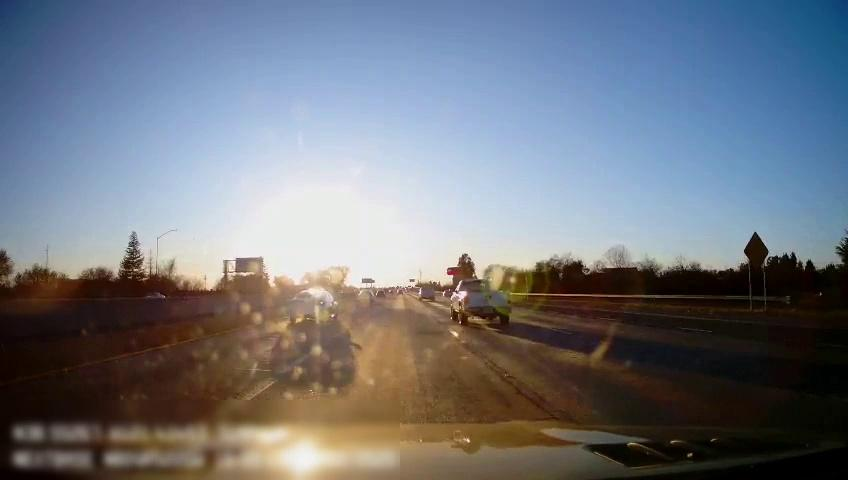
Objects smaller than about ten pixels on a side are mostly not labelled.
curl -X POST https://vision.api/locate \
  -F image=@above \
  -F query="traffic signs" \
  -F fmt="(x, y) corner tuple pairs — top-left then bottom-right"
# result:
(362, 278), (375, 284)
(744, 230), (770, 268)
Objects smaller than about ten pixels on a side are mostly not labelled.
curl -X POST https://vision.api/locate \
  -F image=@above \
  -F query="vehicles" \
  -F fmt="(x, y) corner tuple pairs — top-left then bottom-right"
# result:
(449, 278), (511, 328)
(375, 289), (387, 298)
(357, 289), (376, 305)
(288, 290), (339, 326)
(144, 291), (166, 299)
(418, 287), (436, 302)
